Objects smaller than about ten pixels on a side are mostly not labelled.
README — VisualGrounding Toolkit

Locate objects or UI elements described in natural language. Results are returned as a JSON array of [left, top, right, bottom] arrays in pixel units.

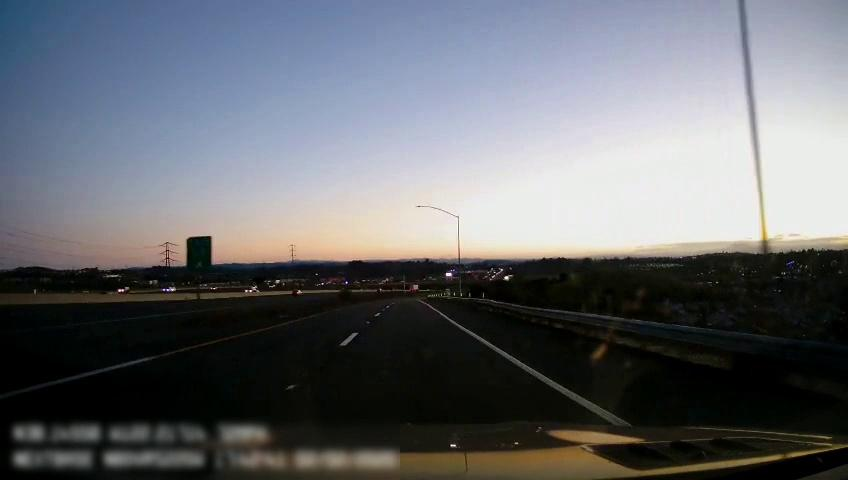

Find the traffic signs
[[186, 235, 213, 272]]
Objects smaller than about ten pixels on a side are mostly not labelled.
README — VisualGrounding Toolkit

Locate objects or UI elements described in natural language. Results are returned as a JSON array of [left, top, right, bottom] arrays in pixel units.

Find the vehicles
[[117, 286, 130, 295], [162, 285, 176, 293]]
